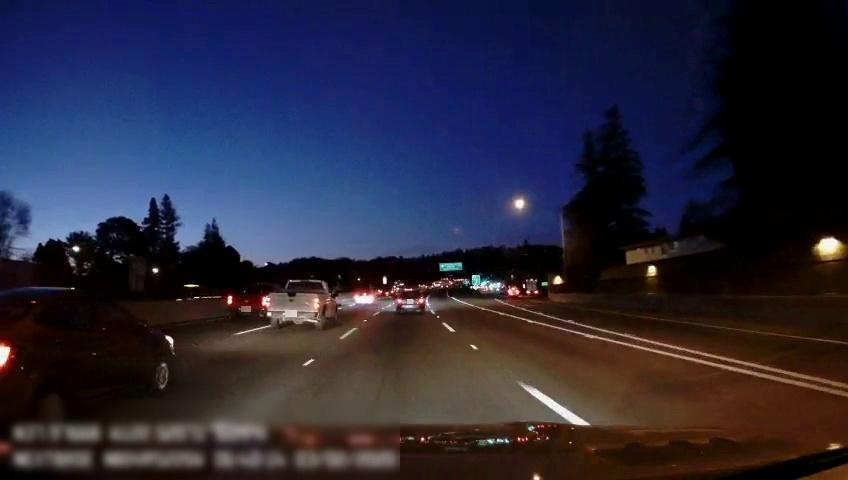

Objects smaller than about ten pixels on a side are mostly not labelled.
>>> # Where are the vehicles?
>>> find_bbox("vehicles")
[396,290,425,314]
[0,258,40,291]
[176,284,226,302]
[508,287,520,297]
[266,279,339,329]
[525,281,539,297]
[226,282,284,320]
[0,286,176,437]
[356,290,377,304]
[381,286,396,298]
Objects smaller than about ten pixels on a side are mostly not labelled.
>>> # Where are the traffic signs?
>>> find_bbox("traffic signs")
[439,262,462,272]
[472,274,481,285]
